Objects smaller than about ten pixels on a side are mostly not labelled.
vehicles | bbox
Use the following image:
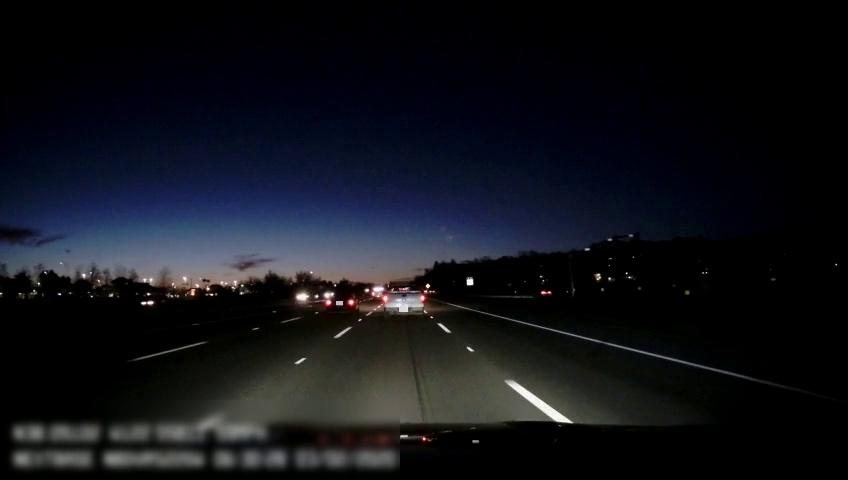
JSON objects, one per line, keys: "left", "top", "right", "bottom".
{"left": 540, "top": 288, "right": 555, "bottom": 298}
{"left": 384, "top": 284, "right": 426, "bottom": 318}
{"left": 318, "top": 289, "right": 360, "bottom": 321}
{"left": 141, "top": 299, "right": 155, "bottom": 309}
